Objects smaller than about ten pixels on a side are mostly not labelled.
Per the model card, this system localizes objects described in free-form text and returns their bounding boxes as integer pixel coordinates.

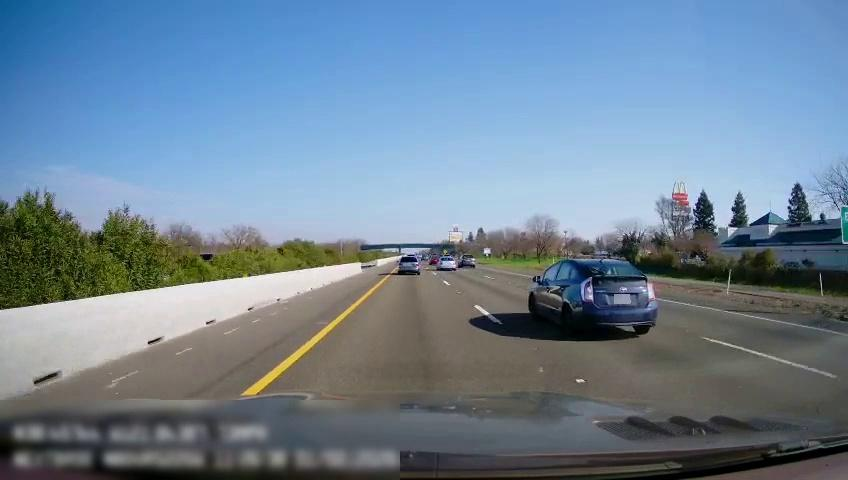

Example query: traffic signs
[840,205,848,245]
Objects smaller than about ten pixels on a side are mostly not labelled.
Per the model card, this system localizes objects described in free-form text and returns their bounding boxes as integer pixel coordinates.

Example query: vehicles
[436,255,456,271]
[527,257,658,337]
[456,253,477,268]
[398,257,422,277]
[428,257,438,265]
[196,252,216,263]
